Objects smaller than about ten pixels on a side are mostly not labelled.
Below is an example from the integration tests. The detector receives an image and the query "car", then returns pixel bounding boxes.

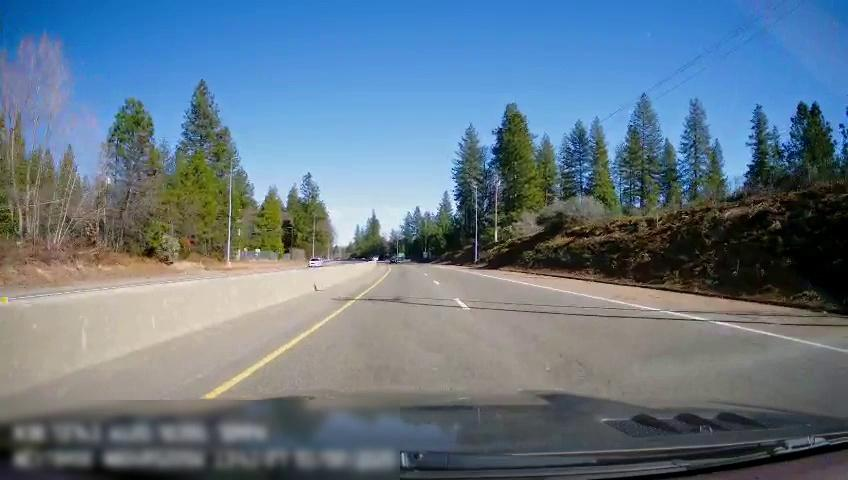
[308,257,324,268]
